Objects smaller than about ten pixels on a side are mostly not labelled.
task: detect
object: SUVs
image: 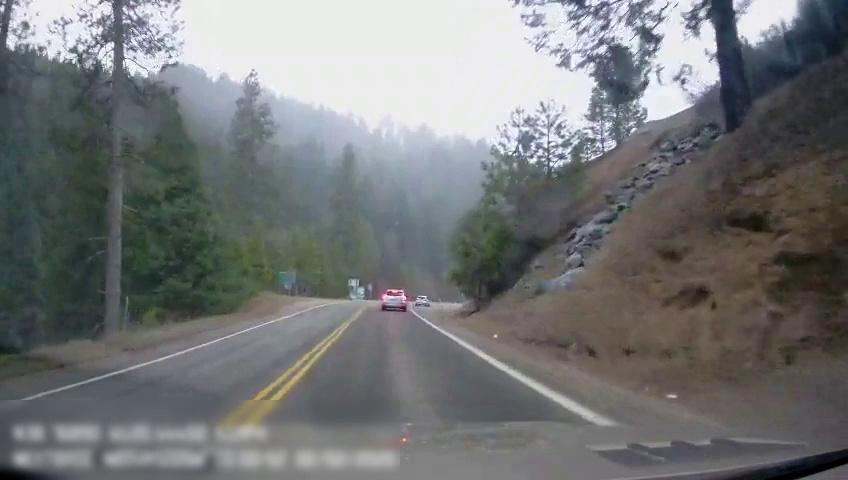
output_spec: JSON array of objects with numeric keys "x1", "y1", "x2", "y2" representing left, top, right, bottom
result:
[
  {"x1": 415, "y1": 295, "x2": 430, "y2": 306},
  {"x1": 381, "y1": 289, "x2": 407, "y2": 311}
]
